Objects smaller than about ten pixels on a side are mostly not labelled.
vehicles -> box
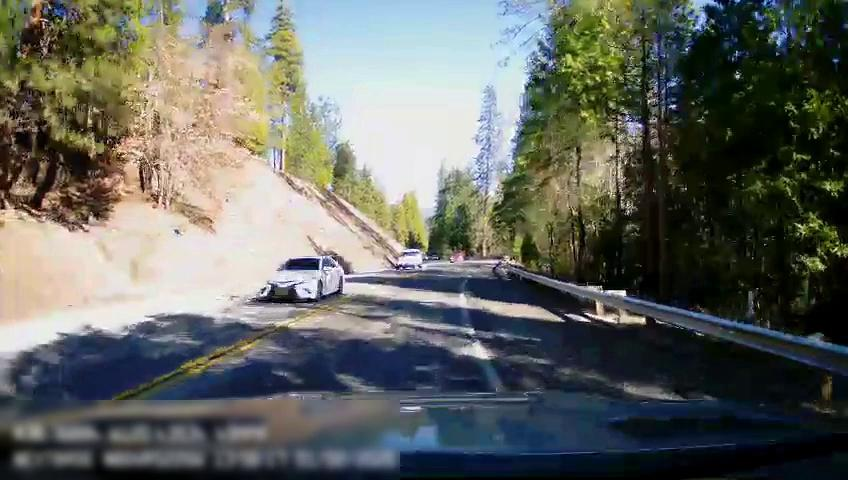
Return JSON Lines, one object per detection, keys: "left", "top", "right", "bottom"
{"left": 448, "top": 251, "right": 466, "bottom": 263}
{"left": 392, "top": 249, "right": 424, "bottom": 271}
{"left": 257, "top": 256, "right": 345, "bottom": 304}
